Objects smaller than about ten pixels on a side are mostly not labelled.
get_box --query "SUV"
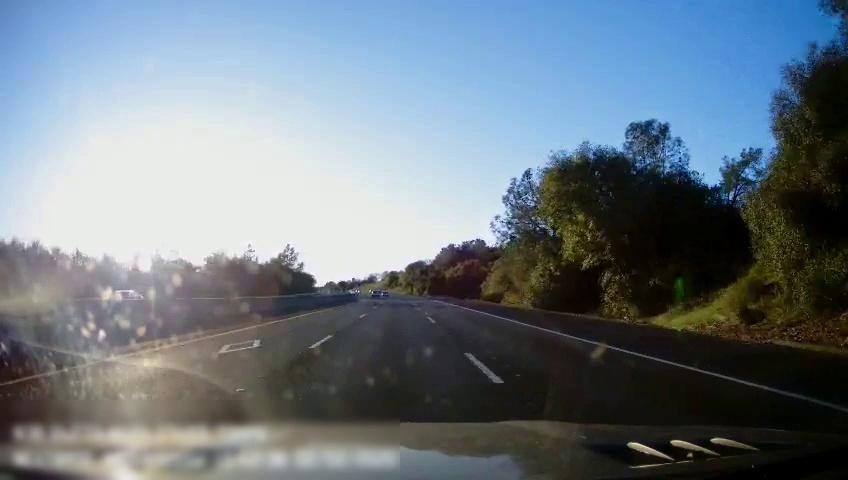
[370,289,383,299]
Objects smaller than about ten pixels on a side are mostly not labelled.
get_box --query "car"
[108,290,145,301]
